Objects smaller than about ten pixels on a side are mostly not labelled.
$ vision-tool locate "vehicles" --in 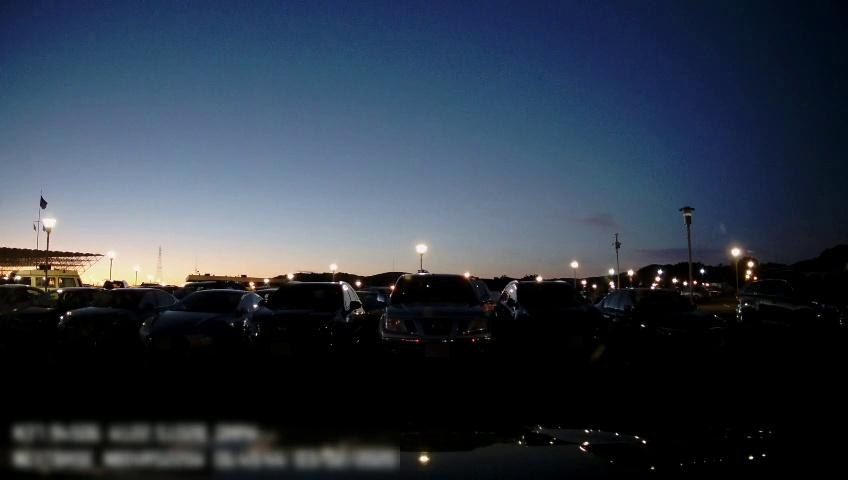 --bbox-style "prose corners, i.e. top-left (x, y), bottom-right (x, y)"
top-left (52, 287), bottom-right (179, 355)
top-left (373, 271), bottom-right (503, 381)
top-left (0, 283), bottom-right (47, 323)
top-left (240, 279), bottom-right (372, 373)
top-left (491, 278), bottom-right (614, 366)
top-left (102, 279), bottom-right (129, 290)
top-left (137, 288), bottom-right (266, 365)
top-left (737, 276), bottom-right (848, 345)
top-left (0, 266), bottom-right (82, 294)
top-left (590, 288), bottom-right (738, 371)
top-left (3, 288), bottom-right (109, 337)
